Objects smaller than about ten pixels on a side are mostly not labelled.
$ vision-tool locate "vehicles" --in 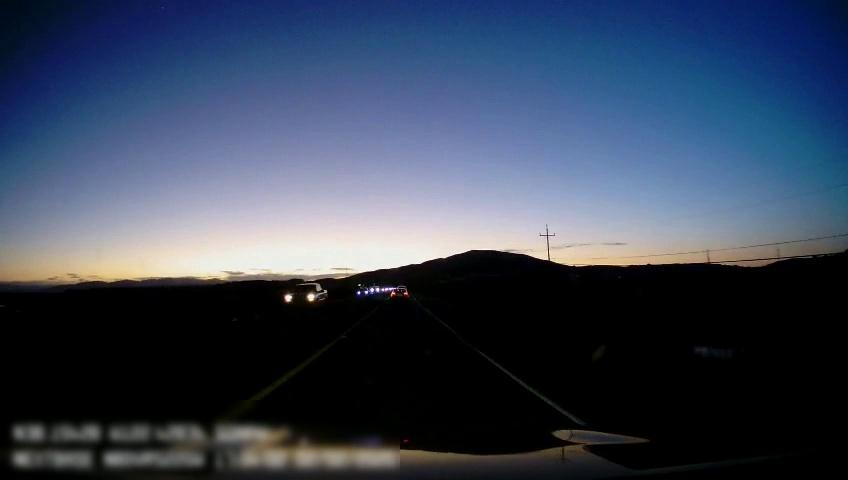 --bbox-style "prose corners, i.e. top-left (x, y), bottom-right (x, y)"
top-left (390, 286), bottom-right (410, 302)
top-left (355, 287), bottom-right (371, 297)
top-left (283, 282), bottom-right (329, 307)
